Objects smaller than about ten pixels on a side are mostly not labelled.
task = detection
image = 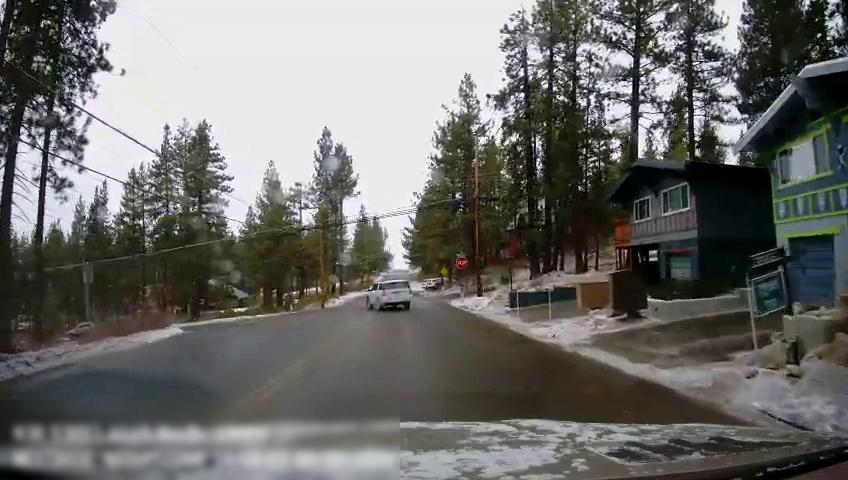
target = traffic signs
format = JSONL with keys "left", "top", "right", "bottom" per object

{"left": 454, "top": 255, "right": 467, "bottom": 270}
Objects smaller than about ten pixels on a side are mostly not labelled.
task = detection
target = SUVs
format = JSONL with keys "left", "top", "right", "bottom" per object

{"left": 367, "top": 279, "right": 412, "bottom": 312}
{"left": 426, "top": 279, "right": 441, "bottom": 290}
